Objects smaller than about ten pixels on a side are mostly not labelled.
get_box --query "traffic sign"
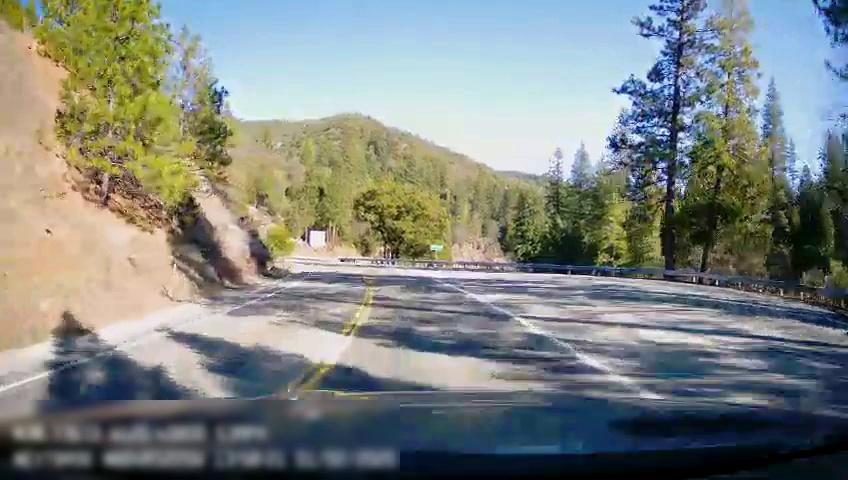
[430,245,443,252]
